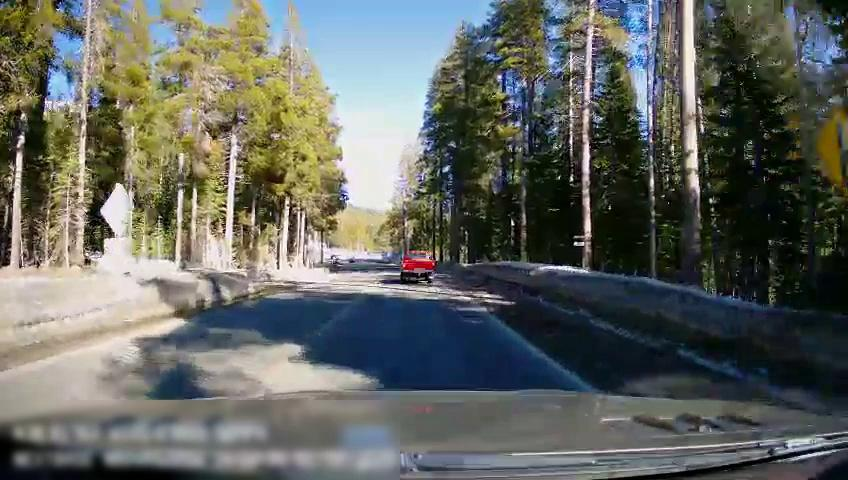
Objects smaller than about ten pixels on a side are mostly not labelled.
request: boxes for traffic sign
[814,97,848,193]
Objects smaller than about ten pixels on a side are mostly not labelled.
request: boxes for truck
[399,250,434,284]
